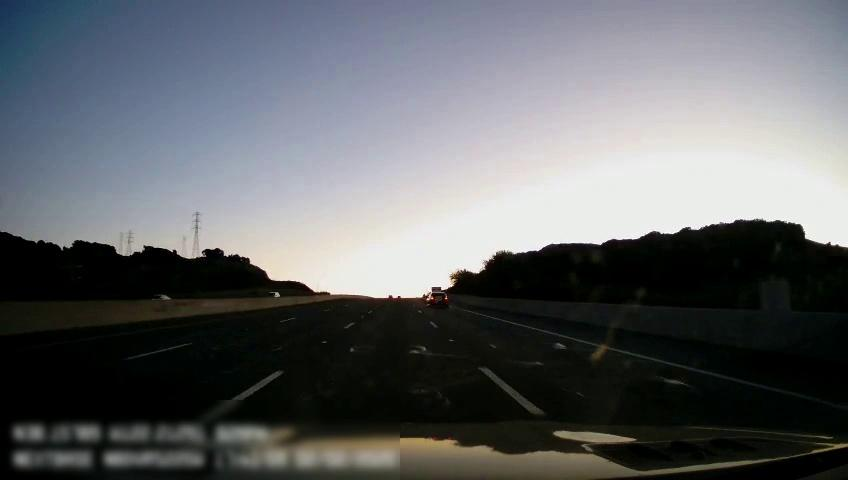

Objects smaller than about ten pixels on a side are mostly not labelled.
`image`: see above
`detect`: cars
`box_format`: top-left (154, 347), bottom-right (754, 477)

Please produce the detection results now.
top-left (151, 294), bottom-right (171, 300)
top-left (426, 291), bottom-right (449, 309)
top-left (266, 291), bottom-right (281, 297)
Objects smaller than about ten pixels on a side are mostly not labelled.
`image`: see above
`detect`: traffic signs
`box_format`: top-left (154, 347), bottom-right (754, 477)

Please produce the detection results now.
top-left (762, 281), bottom-right (792, 310)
